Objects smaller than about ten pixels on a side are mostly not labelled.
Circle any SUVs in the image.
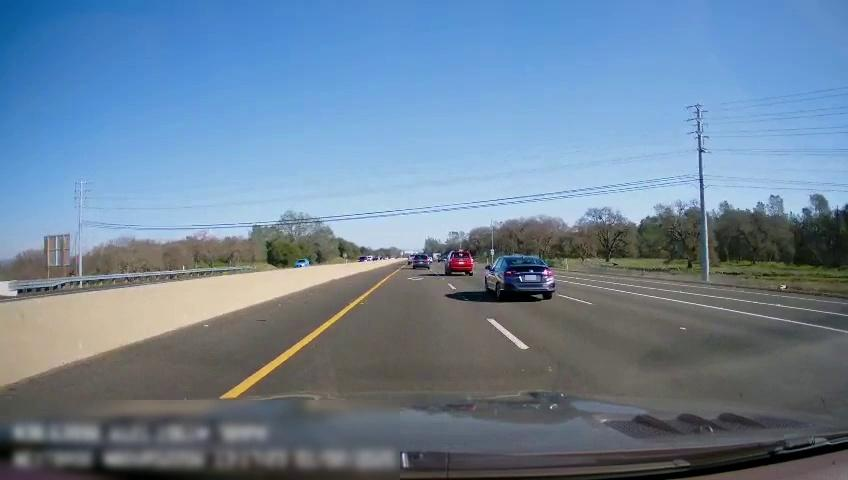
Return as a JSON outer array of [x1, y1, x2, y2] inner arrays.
[[444, 251, 474, 276], [412, 255, 431, 270]]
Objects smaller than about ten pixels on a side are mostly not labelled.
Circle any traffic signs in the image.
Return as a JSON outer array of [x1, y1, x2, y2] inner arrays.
[[44, 234, 71, 267]]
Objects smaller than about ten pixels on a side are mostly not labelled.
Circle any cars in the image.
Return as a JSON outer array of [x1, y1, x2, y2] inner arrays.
[[483, 255, 555, 302]]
